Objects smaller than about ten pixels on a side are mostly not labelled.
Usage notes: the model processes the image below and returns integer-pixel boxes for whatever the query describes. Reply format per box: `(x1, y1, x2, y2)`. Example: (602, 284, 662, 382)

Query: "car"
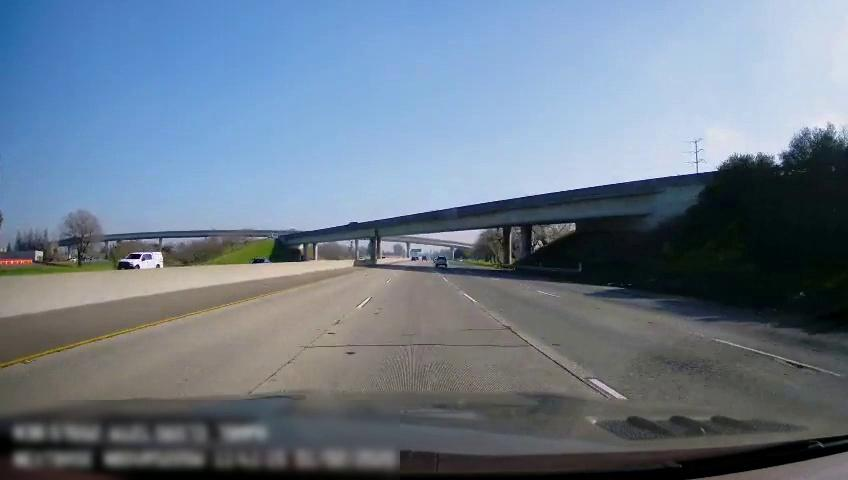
(247, 257, 272, 265)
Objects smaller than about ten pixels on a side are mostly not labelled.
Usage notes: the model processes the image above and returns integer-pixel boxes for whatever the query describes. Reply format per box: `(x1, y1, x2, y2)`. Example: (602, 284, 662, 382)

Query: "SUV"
(434, 256, 448, 267)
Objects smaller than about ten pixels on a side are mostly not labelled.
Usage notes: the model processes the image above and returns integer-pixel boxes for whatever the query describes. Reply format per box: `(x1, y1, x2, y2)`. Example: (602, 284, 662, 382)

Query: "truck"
(116, 252, 164, 270)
